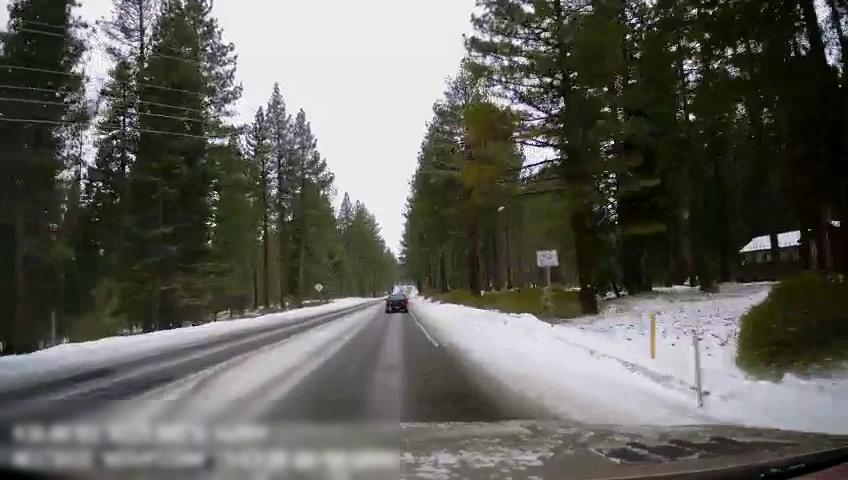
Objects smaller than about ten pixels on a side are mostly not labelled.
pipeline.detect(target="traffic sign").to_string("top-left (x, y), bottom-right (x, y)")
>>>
top-left (536, 249), bottom-right (560, 269)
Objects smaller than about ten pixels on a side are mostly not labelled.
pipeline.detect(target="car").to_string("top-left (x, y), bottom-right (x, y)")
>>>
top-left (384, 292), bottom-right (409, 314)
